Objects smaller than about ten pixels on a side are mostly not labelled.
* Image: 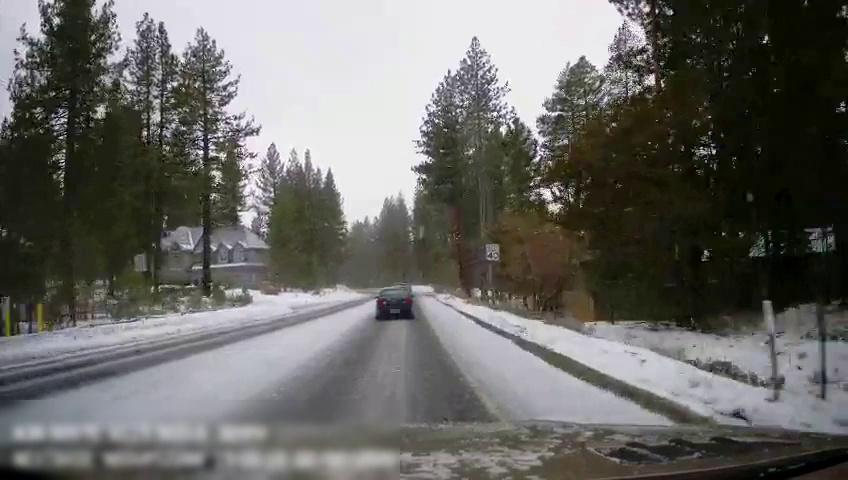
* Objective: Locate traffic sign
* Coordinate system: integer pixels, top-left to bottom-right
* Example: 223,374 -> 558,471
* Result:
485,242 -> 502,263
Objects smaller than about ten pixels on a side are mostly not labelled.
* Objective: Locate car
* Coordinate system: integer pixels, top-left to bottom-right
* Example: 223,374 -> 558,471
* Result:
375,287 -> 414,319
